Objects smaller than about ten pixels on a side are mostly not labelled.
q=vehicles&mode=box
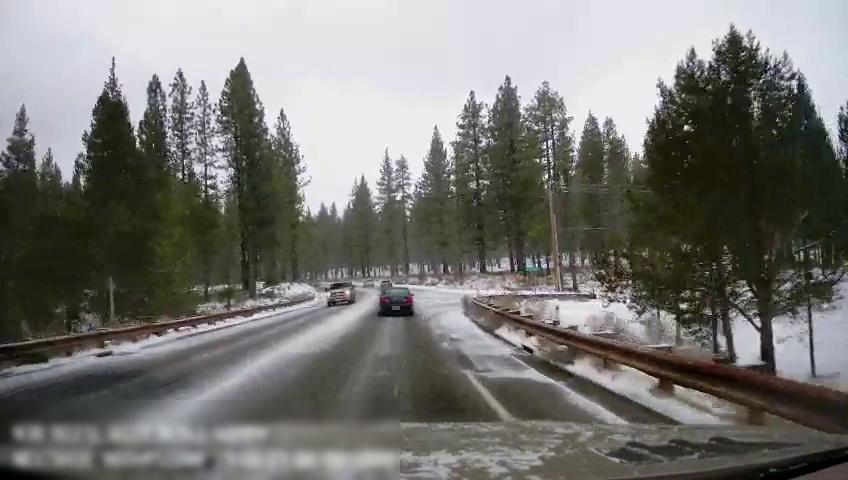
[379,278,394,290]
[377,286,416,316]
[363,278,376,288]
[324,280,356,307]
